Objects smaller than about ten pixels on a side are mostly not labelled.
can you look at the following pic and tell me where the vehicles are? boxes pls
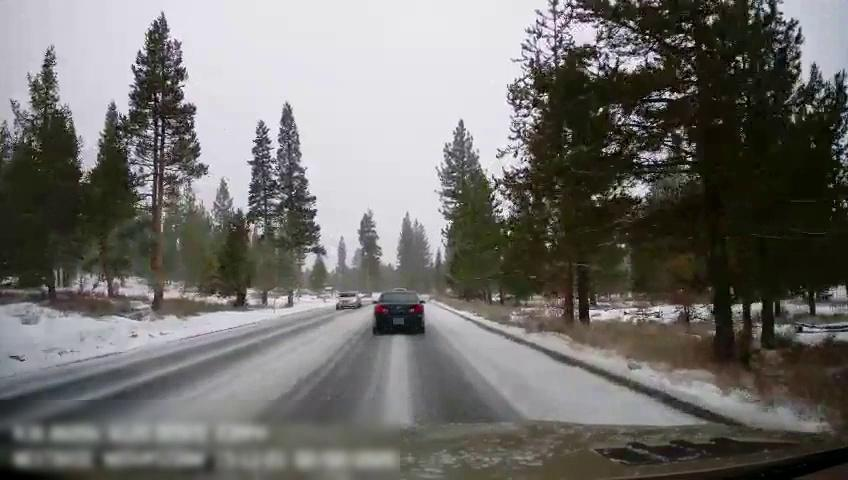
[393,287,407,291]
[371,290,426,334]
[336,292,362,309]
